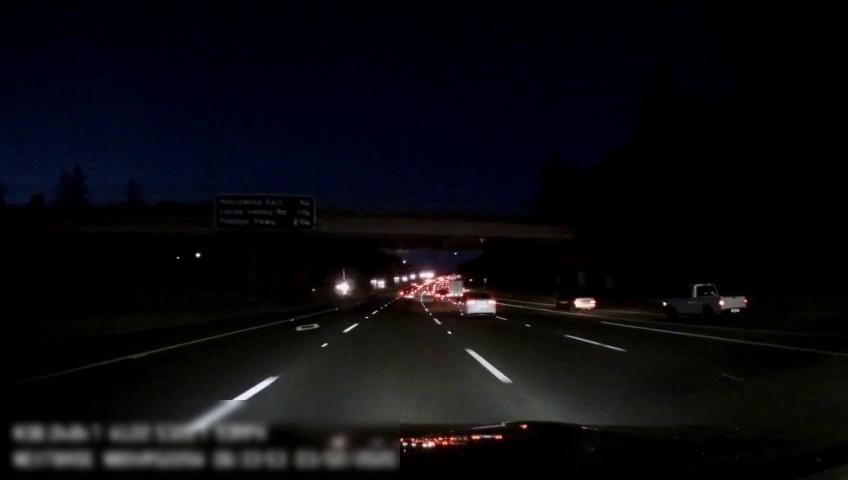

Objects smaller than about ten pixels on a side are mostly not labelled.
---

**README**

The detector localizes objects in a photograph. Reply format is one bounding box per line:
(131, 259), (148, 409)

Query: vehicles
(456, 289), (496, 319)
(399, 287), (416, 301)
(334, 280), (357, 294)
(433, 289), (451, 304)
(370, 277), (389, 289)
(450, 280), (464, 301)
(661, 283), (747, 321)
(556, 290), (597, 312)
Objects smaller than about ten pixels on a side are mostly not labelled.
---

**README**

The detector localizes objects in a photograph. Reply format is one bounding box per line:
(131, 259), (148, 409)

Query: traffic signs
(214, 190), (316, 231)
